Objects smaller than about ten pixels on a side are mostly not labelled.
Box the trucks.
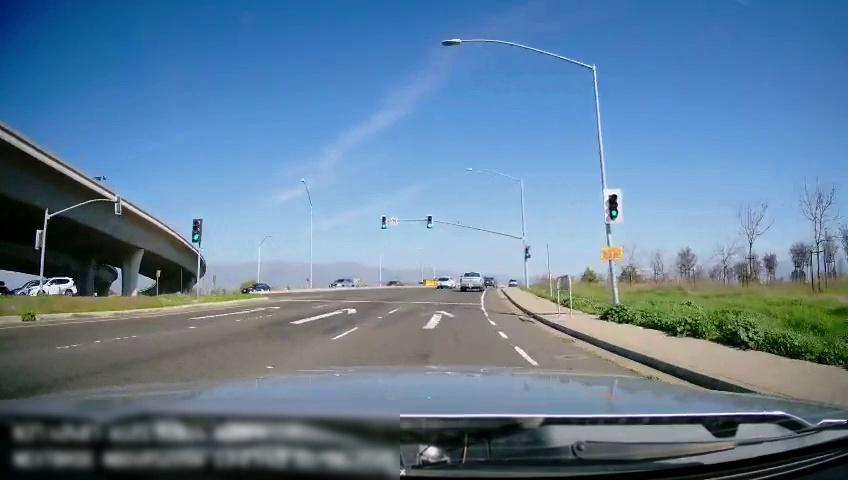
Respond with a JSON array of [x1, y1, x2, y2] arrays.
[[459, 271, 485, 292]]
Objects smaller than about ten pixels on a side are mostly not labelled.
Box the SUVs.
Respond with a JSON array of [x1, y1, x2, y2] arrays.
[[484, 277, 496, 288], [328, 278, 355, 288], [436, 275, 457, 289], [30, 277, 78, 297], [14, 282, 41, 296]]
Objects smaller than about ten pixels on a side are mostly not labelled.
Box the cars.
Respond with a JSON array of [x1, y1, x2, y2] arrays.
[[240, 282, 272, 295]]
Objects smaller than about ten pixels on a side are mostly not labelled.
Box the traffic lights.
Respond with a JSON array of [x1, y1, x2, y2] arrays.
[[192, 217, 201, 243], [427, 216, 433, 229], [116, 194, 121, 214], [381, 215, 387, 229], [524, 246, 530, 260], [608, 191, 620, 224]]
